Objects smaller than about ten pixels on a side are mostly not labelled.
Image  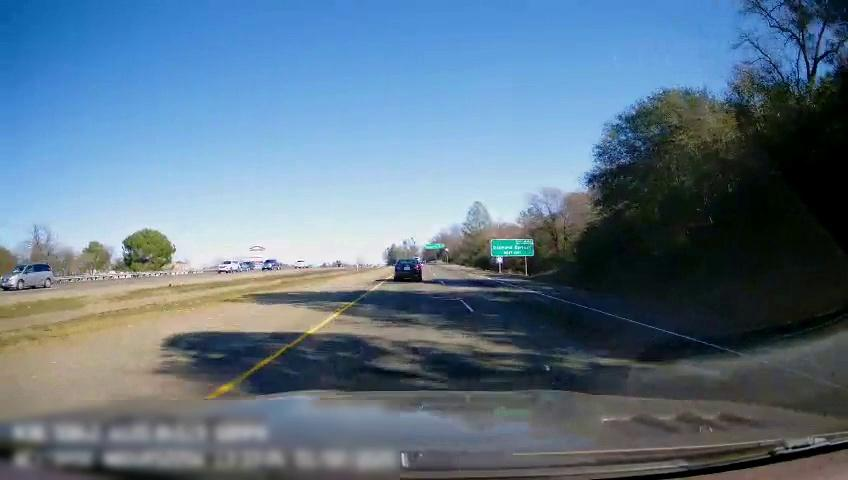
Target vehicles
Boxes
[216,260,240,274]
[239,261,256,272]
[261,259,281,271]
[0,264,54,291]
[393,258,424,283]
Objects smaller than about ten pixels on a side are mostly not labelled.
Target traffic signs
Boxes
[423,242,447,251]
[495,253,503,264]
[491,238,535,258]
